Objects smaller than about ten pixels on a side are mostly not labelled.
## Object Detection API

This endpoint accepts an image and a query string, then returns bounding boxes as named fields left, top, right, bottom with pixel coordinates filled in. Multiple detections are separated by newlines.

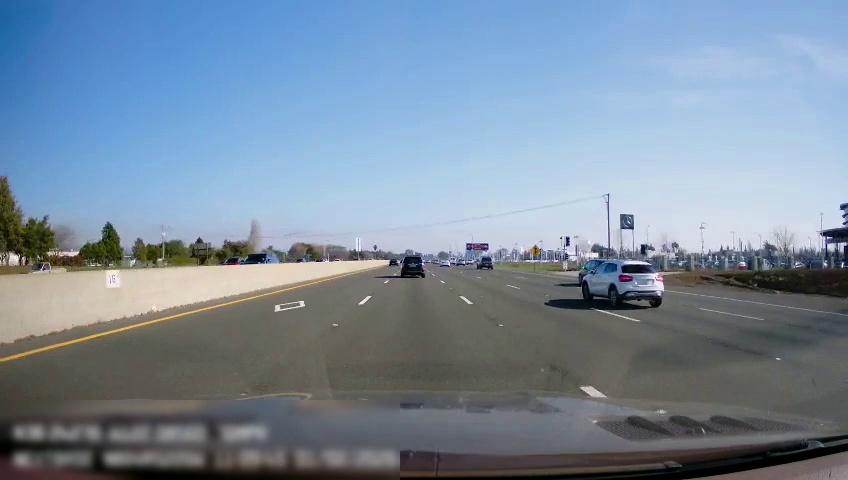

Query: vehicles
left=240, top=253, right=281, bottom=265
left=25, top=260, right=68, bottom=275
left=315, top=258, right=330, bottom=263
left=221, top=255, right=246, bottom=266
left=577, top=257, right=613, bottom=286
left=296, top=258, right=307, bottom=264
left=400, top=255, right=426, bottom=279
left=388, top=258, right=398, bottom=267
left=476, top=256, right=494, bottom=270
left=581, top=257, right=666, bottom=309
left=440, top=259, right=451, bottom=268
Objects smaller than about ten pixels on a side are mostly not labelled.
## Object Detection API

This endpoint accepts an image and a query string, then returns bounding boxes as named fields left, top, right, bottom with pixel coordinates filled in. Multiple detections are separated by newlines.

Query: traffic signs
left=530, top=244, right=541, bottom=256
left=328, top=245, right=344, bottom=253
left=195, top=242, right=209, bottom=249
left=195, top=249, right=209, bottom=256
left=355, top=237, right=361, bottom=253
